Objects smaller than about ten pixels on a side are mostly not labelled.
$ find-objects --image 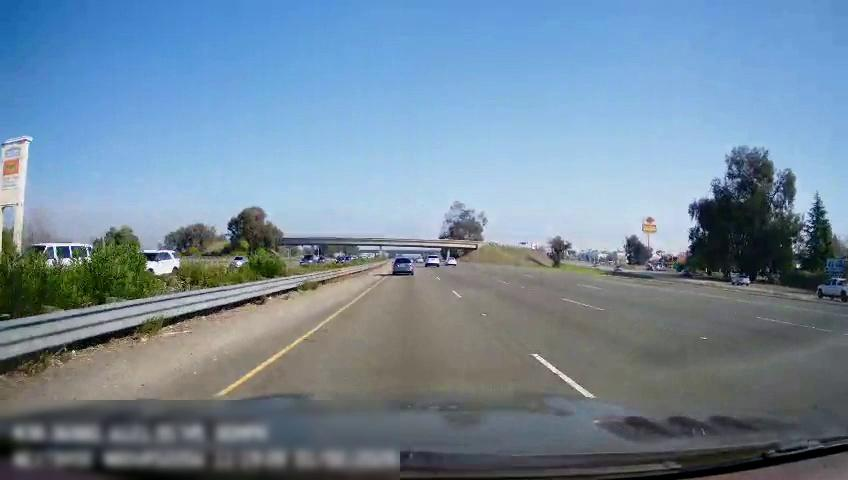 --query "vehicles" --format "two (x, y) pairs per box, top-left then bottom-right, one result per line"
(444, 257), (457, 267)
(317, 255), (328, 264)
(423, 254), (440, 268)
(299, 254), (321, 267)
(678, 269), (692, 278)
(139, 249), (182, 278)
(815, 277), (848, 303)
(10, 242), (95, 270)
(731, 274), (751, 287)
(391, 257), (414, 276)
(335, 255), (347, 264)
(226, 255), (250, 270)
